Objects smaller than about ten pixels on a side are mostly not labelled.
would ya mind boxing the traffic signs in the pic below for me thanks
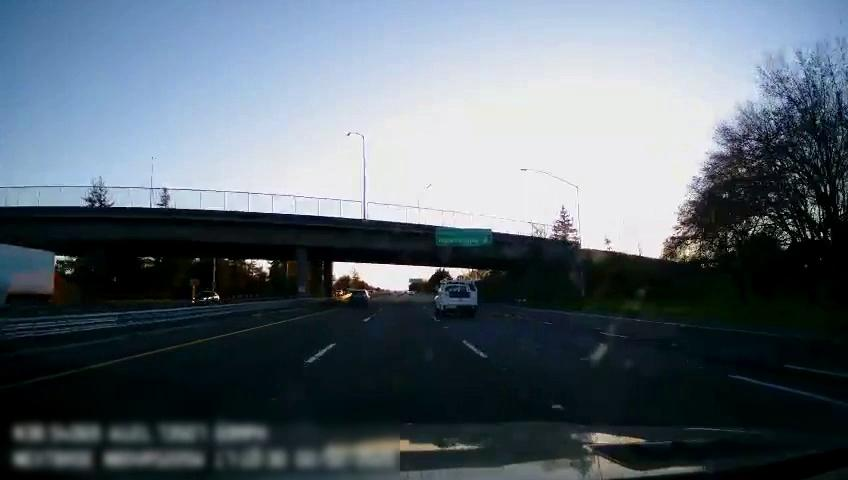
[436,226,491,250]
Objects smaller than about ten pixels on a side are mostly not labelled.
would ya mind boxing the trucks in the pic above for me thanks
[0,244,56,309]
[432,278,478,318]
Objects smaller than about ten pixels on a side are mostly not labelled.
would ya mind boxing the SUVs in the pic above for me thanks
[351,289,369,305]
[193,291,220,306]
